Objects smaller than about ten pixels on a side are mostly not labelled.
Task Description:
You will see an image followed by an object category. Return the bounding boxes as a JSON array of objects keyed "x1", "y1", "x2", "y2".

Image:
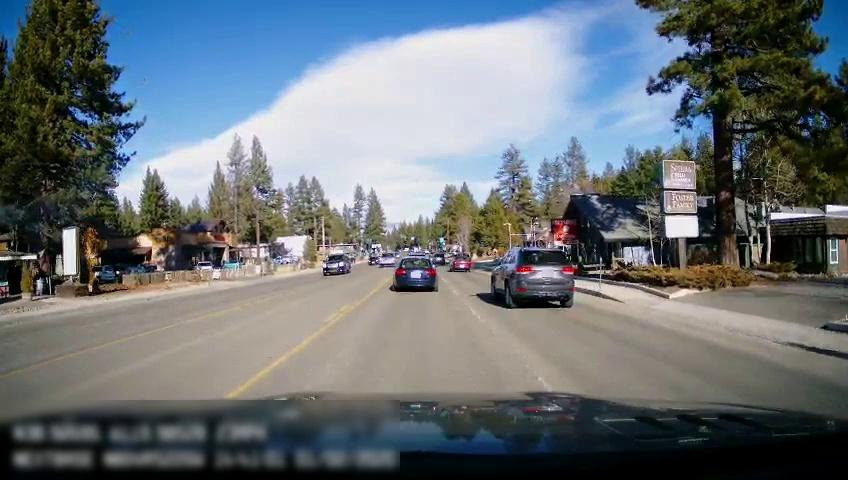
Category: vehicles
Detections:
[
  {"x1": 97, "y1": 265, "x2": 116, "y2": 284},
  {"x1": 491, "y1": 247, "x2": 577, "y2": 310},
  {"x1": 379, "y1": 252, "x2": 396, "y2": 268},
  {"x1": 272, "y1": 254, "x2": 294, "y2": 264},
  {"x1": 321, "y1": 252, "x2": 351, "y2": 277},
  {"x1": 198, "y1": 260, "x2": 214, "y2": 270},
  {"x1": 394, "y1": 256, "x2": 437, "y2": 292},
  {"x1": 367, "y1": 252, "x2": 382, "y2": 266},
  {"x1": 348, "y1": 254, "x2": 357, "y2": 264},
  {"x1": 434, "y1": 252, "x2": 447, "y2": 263},
  {"x1": 448, "y1": 255, "x2": 471, "y2": 272}
]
